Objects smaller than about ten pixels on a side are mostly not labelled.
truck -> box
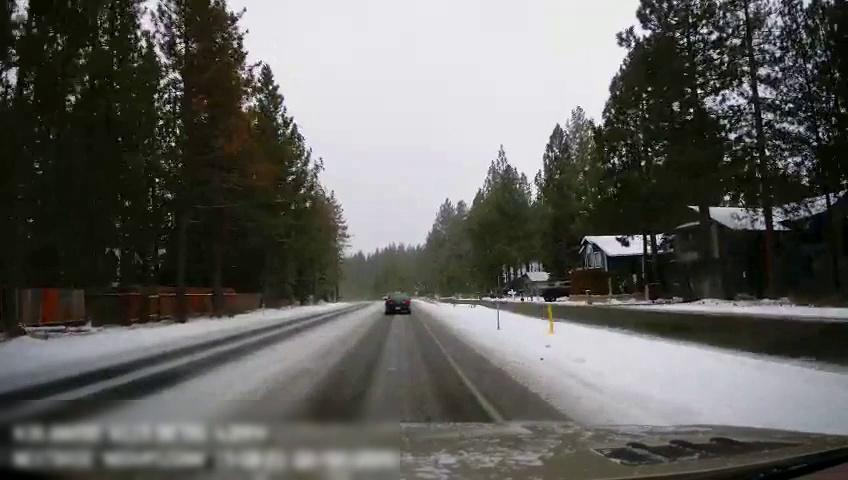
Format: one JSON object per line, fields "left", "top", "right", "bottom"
{"left": 538, "top": 280, "right": 571, "bottom": 302}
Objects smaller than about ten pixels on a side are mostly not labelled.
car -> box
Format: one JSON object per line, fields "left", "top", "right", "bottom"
{"left": 384, "top": 292, "right": 411, "bottom": 316}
